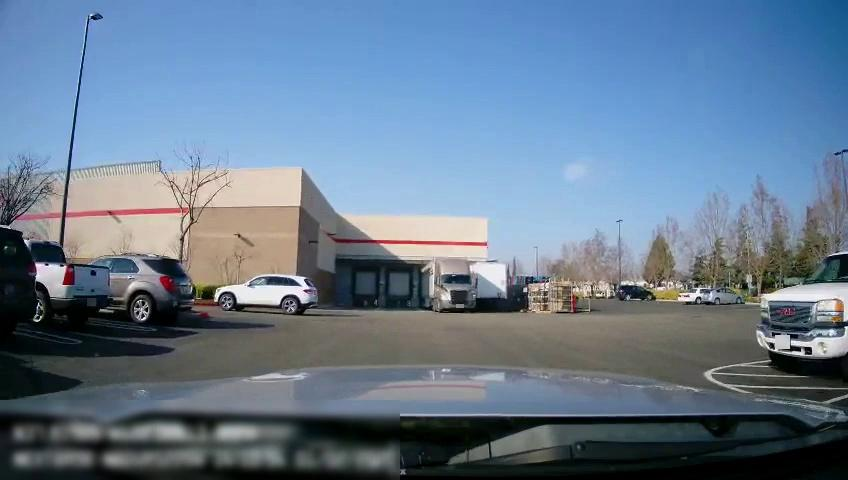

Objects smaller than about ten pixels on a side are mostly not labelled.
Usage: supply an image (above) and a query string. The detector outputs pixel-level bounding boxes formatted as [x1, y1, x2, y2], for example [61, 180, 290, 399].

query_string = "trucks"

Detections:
[420, 260, 479, 313]
[24, 239, 115, 327]
[470, 263, 510, 302]
[754, 251, 848, 372]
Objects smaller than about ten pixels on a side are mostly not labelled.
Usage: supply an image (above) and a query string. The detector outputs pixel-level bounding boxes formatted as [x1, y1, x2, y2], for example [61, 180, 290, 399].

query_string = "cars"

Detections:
[702, 287, 745, 305]
[677, 287, 706, 305]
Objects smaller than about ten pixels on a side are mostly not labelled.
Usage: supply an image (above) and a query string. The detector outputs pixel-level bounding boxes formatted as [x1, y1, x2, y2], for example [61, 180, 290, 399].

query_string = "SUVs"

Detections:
[0, 226, 38, 347]
[615, 285, 655, 302]
[213, 273, 319, 315]
[88, 251, 196, 326]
